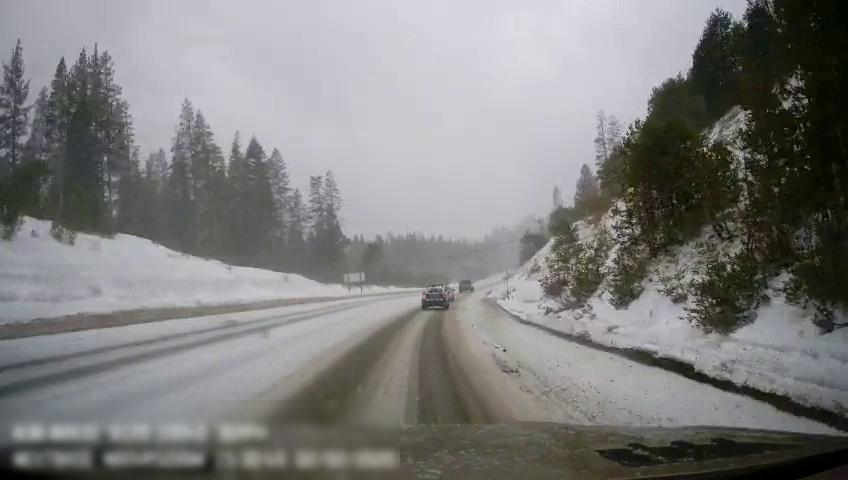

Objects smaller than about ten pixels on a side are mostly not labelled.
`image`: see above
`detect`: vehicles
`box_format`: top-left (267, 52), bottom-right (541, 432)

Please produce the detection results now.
top-left (458, 279), bottom-right (474, 293)
top-left (442, 287), bottom-right (455, 301)
top-left (421, 283), bottom-right (450, 310)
